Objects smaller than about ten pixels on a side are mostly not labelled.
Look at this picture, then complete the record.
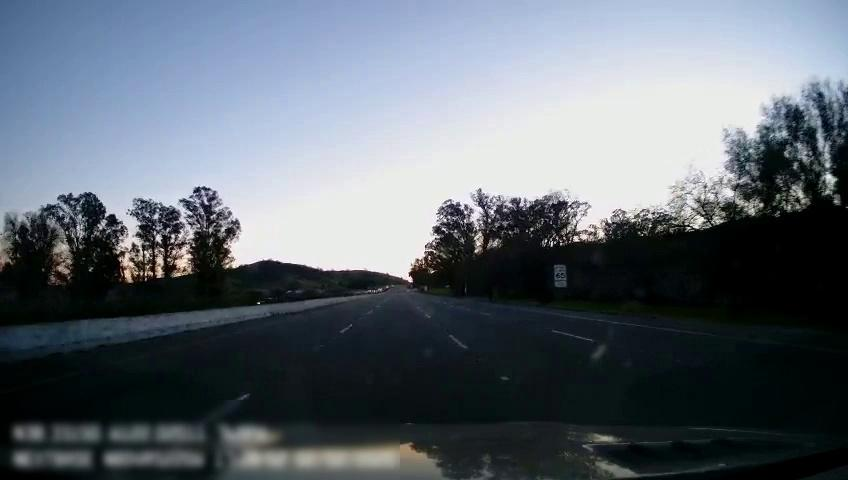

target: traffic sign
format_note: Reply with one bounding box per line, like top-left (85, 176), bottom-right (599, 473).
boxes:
top-left (554, 264), bottom-right (567, 287)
